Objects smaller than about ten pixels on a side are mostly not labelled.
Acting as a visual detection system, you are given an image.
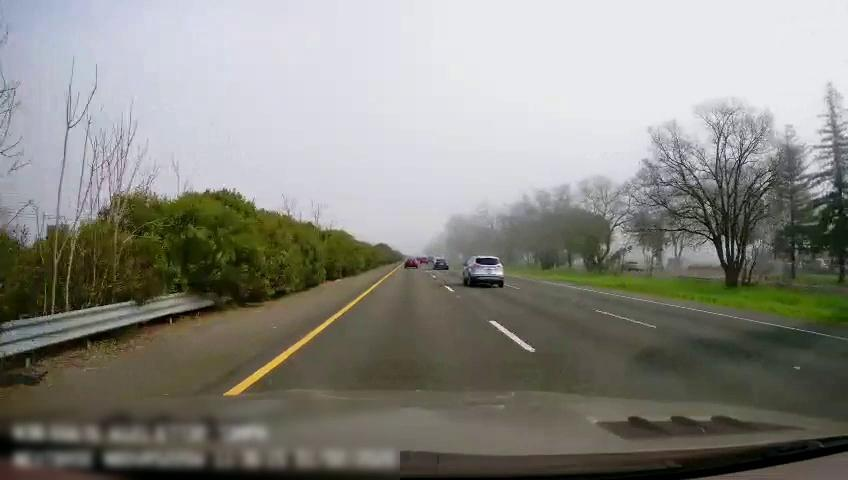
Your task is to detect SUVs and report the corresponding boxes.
[462,256,505,288]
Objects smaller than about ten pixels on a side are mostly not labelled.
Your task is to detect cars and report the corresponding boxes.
[404,257,419,270]
[434,259,449,270]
